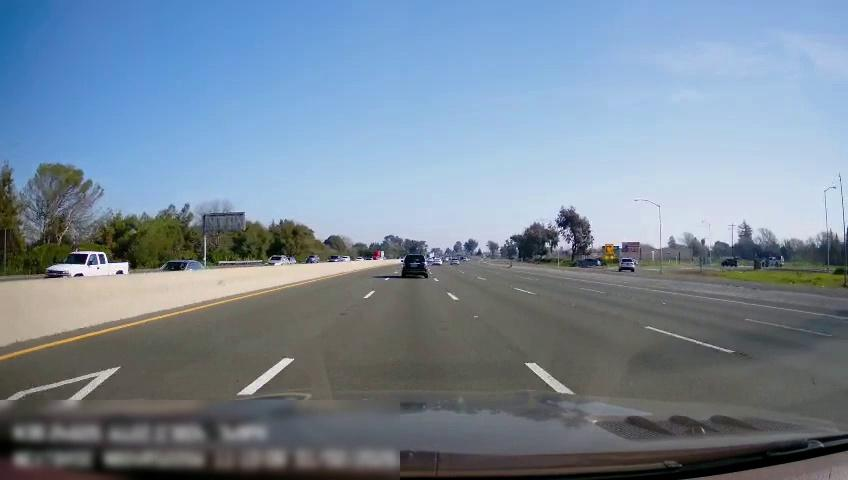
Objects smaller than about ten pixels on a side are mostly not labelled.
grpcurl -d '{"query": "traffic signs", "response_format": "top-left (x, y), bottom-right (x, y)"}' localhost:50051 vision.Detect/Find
top-left (604, 243), bottom-right (615, 255)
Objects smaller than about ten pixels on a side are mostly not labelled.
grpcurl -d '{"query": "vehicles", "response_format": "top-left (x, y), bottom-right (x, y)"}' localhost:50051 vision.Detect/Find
top-left (431, 257), bottom-right (442, 266)
top-left (286, 255), bottom-right (298, 265)
top-left (371, 249), bottom-right (386, 261)
top-left (327, 255), bottom-right (345, 263)
top-left (340, 255), bottom-right (351, 262)
top-left (45, 250), bottom-right (131, 279)
top-left (400, 253), bottom-right (430, 279)
top-left (575, 255), bottom-right (602, 269)
top-left (721, 258), bottom-right (738, 268)
top-left (263, 254), bottom-right (291, 267)
top-left (158, 259), bottom-right (205, 273)
top-left (618, 257), bottom-right (636, 273)
top-left (305, 255), bottom-right (321, 264)
top-left (760, 255), bottom-right (784, 268)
